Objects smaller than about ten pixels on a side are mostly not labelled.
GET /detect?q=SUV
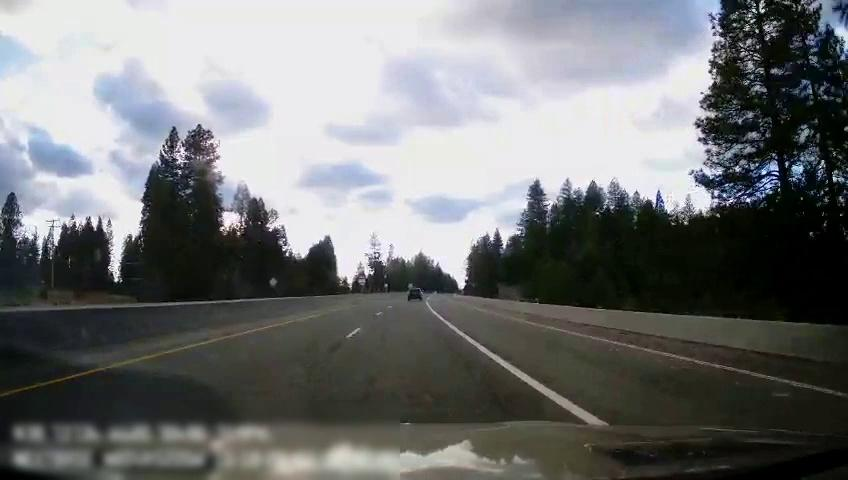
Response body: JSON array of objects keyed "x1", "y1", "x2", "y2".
[{"x1": 407, "y1": 287, "x2": 423, "y2": 302}]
